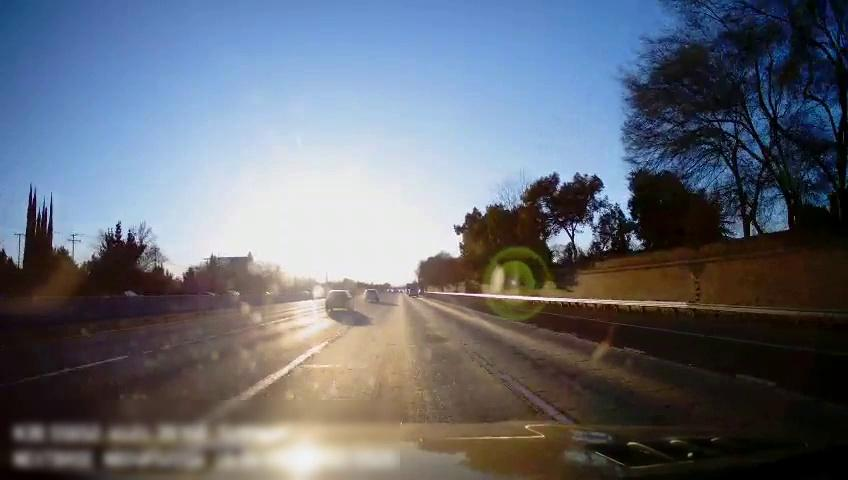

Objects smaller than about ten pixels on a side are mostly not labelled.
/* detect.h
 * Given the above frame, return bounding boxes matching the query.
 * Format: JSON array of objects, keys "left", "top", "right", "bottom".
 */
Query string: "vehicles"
[
  {"left": 407, "top": 286, "right": 419, "bottom": 297},
  {"left": 110, "top": 289, "right": 137, "bottom": 297},
  {"left": 196, "top": 291, "right": 216, "bottom": 296},
  {"left": 363, "top": 288, "right": 381, "bottom": 304},
  {"left": 325, "top": 289, "right": 355, "bottom": 313},
  {"left": 220, "top": 290, "right": 240, "bottom": 297}
]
